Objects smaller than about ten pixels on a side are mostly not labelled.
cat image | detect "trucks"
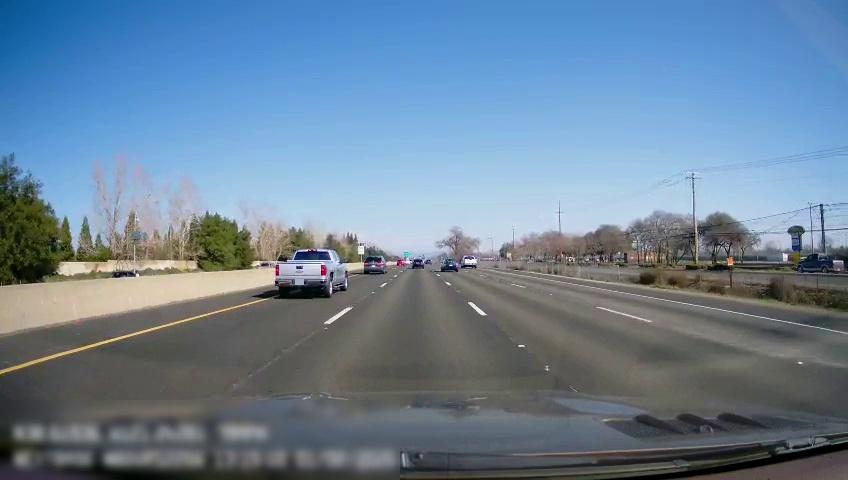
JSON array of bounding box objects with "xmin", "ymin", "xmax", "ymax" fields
[
  {"xmin": 798, "ymin": 253, "xmax": 846, "ymax": 275},
  {"xmin": 460, "ymin": 256, "xmax": 477, "ymax": 269},
  {"xmin": 272, "ymin": 248, "xmax": 349, "ymax": 299}
]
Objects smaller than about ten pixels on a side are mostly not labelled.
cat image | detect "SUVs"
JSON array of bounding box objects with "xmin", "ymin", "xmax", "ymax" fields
[{"xmin": 363, "ymin": 255, "xmax": 386, "ymax": 275}]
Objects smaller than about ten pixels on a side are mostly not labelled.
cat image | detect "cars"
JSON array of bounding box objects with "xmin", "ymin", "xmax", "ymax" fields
[
  {"xmin": 412, "ymin": 257, "xmax": 425, "ymax": 268},
  {"xmin": 441, "ymin": 259, "xmax": 458, "ymax": 272}
]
